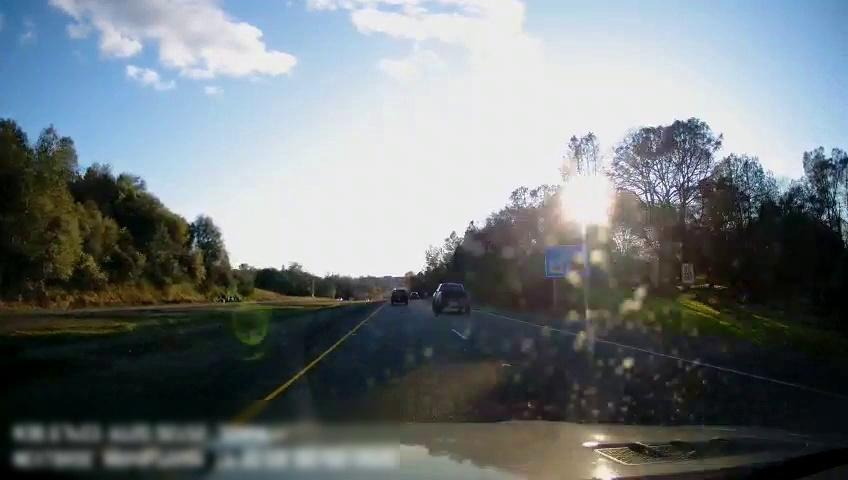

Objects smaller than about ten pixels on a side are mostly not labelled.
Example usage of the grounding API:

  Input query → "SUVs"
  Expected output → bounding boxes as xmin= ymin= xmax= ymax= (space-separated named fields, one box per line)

xmin=391 ymin=289 xmax=409 ymax=305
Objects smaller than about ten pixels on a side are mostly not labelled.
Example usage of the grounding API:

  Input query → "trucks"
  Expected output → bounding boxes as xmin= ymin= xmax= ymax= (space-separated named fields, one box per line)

xmin=432 ymin=284 xmax=472 ymax=317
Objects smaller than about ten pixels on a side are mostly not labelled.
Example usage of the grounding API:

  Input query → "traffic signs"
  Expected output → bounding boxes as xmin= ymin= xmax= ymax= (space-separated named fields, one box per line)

xmin=681 ymin=263 xmax=696 ymax=284
xmin=545 ymin=243 xmax=592 ymax=278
